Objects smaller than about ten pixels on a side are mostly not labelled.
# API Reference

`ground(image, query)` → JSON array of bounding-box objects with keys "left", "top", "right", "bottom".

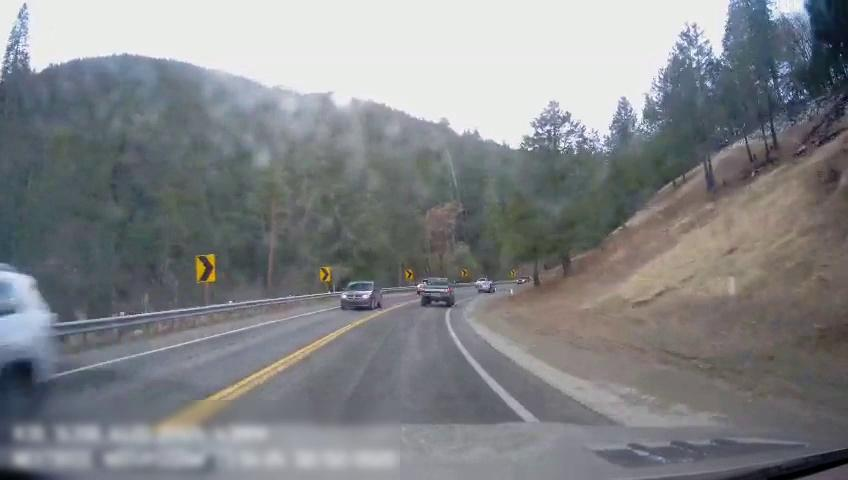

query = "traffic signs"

[
  {"left": 405, "top": 270, "right": 413, "bottom": 281},
  {"left": 195, "top": 254, "right": 216, "bottom": 283},
  {"left": 319, "top": 266, "right": 331, "bottom": 282}
]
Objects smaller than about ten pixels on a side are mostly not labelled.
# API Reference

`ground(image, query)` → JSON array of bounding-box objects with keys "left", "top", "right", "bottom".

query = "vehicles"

[
  {"left": 478, "top": 281, "right": 496, "bottom": 295},
  {"left": 0, "top": 268, "right": 66, "bottom": 431},
  {"left": 416, "top": 278, "right": 428, "bottom": 295},
  {"left": 420, "top": 277, "right": 456, "bottom": 308},
  {"left": 340, "top": 280, "right": 383, "bottom": 311}
]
